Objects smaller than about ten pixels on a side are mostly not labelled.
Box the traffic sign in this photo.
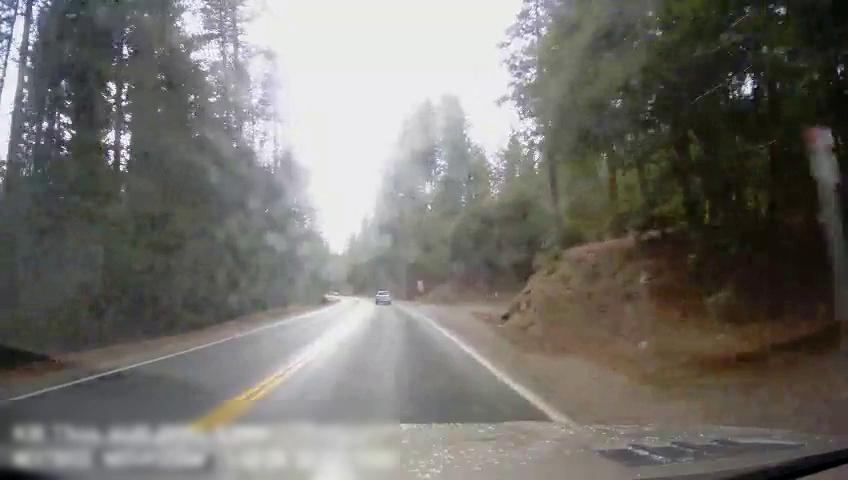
[416,280,425,294]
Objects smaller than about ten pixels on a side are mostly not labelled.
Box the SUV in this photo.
[374,290,392,306]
